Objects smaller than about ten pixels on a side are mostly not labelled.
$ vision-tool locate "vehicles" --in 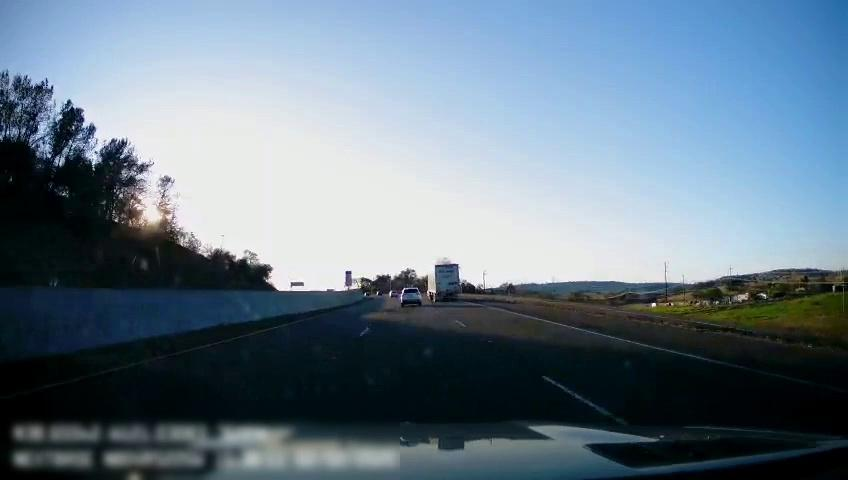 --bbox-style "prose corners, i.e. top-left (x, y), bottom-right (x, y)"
top-left (427, 263), bottom-right (460, 303)
top-left (400, 287), bottom-right (422, 307)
